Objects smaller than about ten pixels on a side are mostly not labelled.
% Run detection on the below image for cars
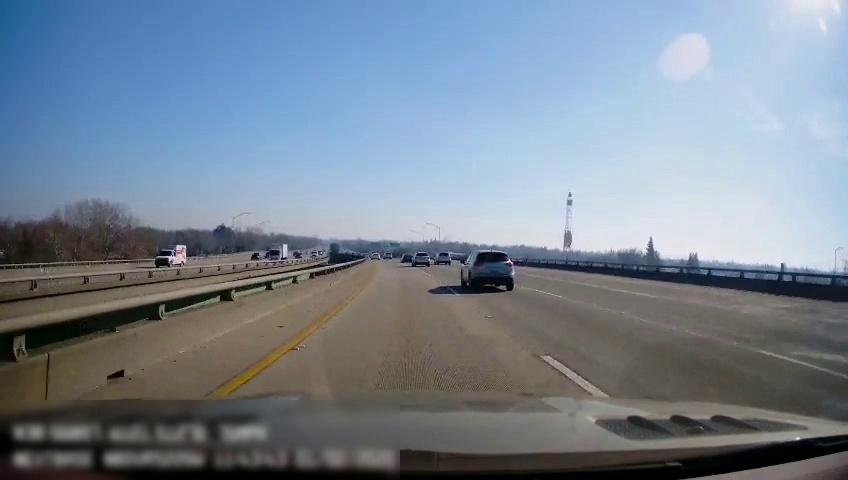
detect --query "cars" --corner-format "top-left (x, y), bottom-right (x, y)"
top-left (400, 254), bottom-right (413, 264)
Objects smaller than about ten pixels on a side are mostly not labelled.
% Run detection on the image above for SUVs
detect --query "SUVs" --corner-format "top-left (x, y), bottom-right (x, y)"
top-left (370, 253), bottom-right (381, 261)
top-left (411, 251), bottom-right (431, 268)
top-left (460, 249), bottom-right (516, 292)
top-left (433, 252), bottom-right (453, 266)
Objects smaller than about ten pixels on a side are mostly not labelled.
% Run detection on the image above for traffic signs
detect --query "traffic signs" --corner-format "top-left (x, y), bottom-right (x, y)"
top-left (389, 242), bottom-right (401, 248)
top-left (370, 242), bottom-right (381, 247)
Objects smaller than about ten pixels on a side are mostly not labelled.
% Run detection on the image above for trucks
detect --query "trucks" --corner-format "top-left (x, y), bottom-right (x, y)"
top-left (155, 244), bottom-right (187, 268)
top-left (268, 243), bottom-right (288, 263)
